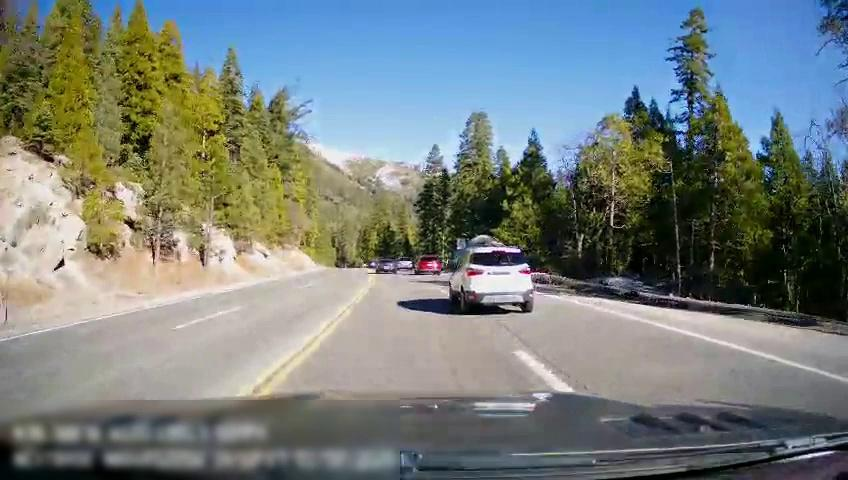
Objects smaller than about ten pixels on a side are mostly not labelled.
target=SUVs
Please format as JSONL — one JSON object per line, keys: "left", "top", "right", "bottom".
{"left": 414, "top": 255, "right": 442, "bottom": 276}
{"left": 448, "top": 245, "right": 536, "bottom": 316}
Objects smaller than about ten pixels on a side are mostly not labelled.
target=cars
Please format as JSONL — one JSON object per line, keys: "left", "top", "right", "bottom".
{"left": 374, "top": 257, "right": 398, "bottom": 275}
